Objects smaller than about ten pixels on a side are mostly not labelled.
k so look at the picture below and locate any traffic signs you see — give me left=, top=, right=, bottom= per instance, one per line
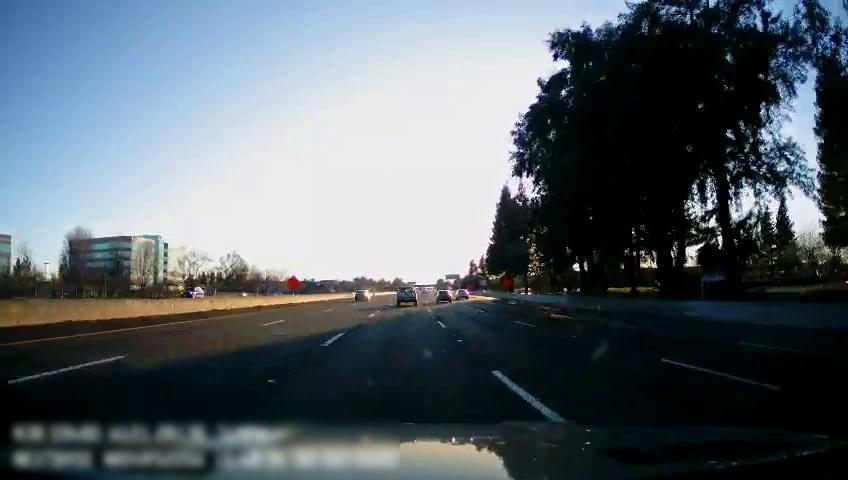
left=286, top=274, right=301, bottom=291
left=701, top=262, right=729, bottom=282
left=502, top=279, right=516, bottom=289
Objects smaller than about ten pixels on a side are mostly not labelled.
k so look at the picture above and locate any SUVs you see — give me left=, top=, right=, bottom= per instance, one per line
left=181, top=287, right=204, bottom=299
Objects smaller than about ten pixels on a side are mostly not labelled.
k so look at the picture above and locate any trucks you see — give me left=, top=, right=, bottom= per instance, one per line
left=396, top=287, right=417, bottom=306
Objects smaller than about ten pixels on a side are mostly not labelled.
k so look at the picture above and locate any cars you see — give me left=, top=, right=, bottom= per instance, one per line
left=456, top=288, right=469, bottom=299
left=354, top=289, right=369, bottom=302
left=437, top=291, right=451, bottom=303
